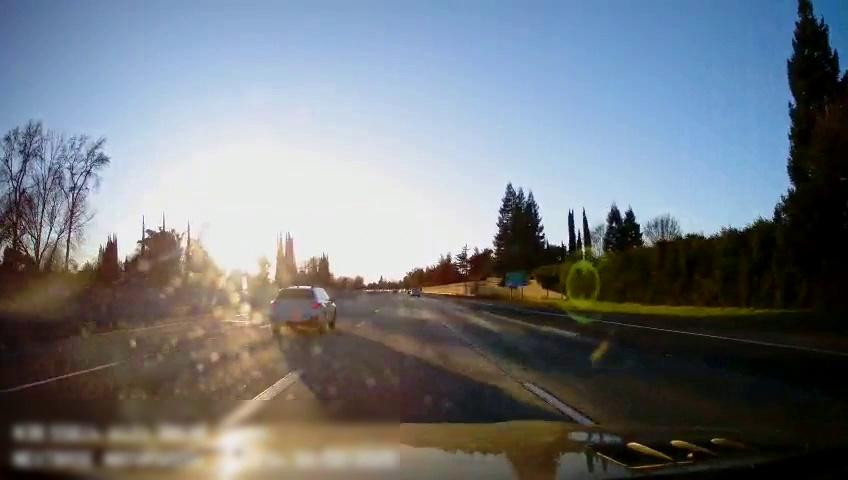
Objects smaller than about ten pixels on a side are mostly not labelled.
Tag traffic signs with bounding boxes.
[505,272,528,287]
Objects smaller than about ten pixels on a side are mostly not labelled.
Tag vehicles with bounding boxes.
[410,287,422,297]
[268,287,337,336]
